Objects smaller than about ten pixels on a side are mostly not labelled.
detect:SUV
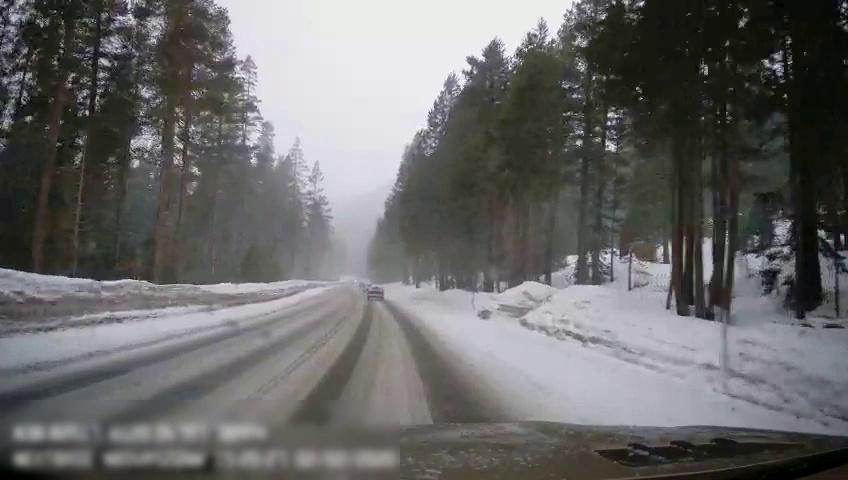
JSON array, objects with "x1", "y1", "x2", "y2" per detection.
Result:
[{"x1": 366, "y1": 284, "x2": 385, "y2": 301}]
